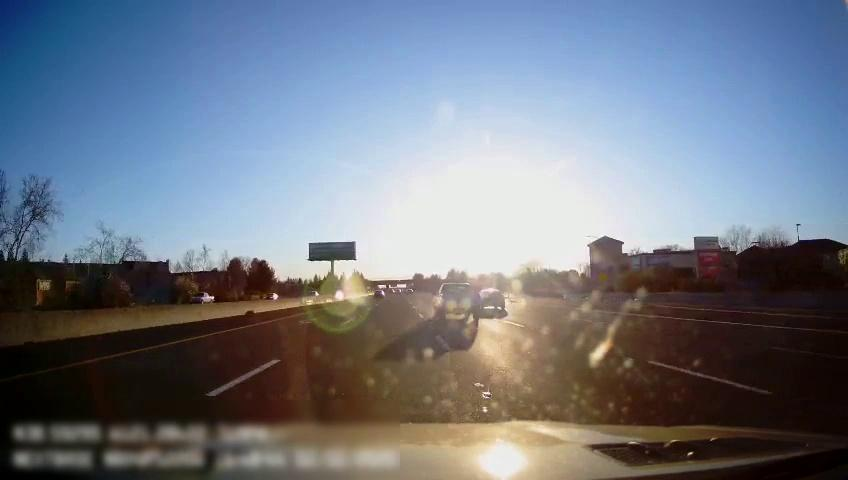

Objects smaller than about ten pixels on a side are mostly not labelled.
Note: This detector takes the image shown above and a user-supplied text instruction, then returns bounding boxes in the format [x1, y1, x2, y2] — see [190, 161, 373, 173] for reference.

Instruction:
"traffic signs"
[597, 272, 609, 282]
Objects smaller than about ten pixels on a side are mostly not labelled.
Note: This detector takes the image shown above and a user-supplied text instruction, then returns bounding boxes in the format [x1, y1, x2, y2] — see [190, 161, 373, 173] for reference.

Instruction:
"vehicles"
[188, 291, 215, 305]
[476, 288, 506, 310]
[263, 293, 280, 301]
[433, 283, 475, 316]
[304, 290, 320, 297]
[372, 289, 385, 300]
